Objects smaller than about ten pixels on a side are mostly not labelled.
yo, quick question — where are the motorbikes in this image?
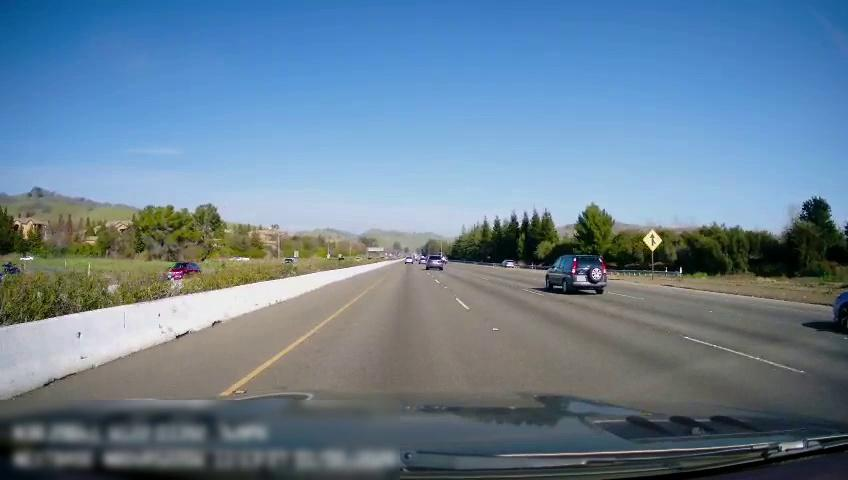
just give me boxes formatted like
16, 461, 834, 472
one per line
0, 260, 23, 283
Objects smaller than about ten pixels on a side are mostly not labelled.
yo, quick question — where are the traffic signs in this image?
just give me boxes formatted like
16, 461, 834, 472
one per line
642, 227, 663, 252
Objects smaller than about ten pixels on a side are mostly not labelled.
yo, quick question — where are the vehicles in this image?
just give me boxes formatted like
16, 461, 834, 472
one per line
437, 252, 448, 264
544, 254, 608, 295
167, 261, 201, 281
831, 289, 848, 332
425, 254, 444, 271
19, 255, 34, 261
500, 259, 515, 268
235, 256, 250, 261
